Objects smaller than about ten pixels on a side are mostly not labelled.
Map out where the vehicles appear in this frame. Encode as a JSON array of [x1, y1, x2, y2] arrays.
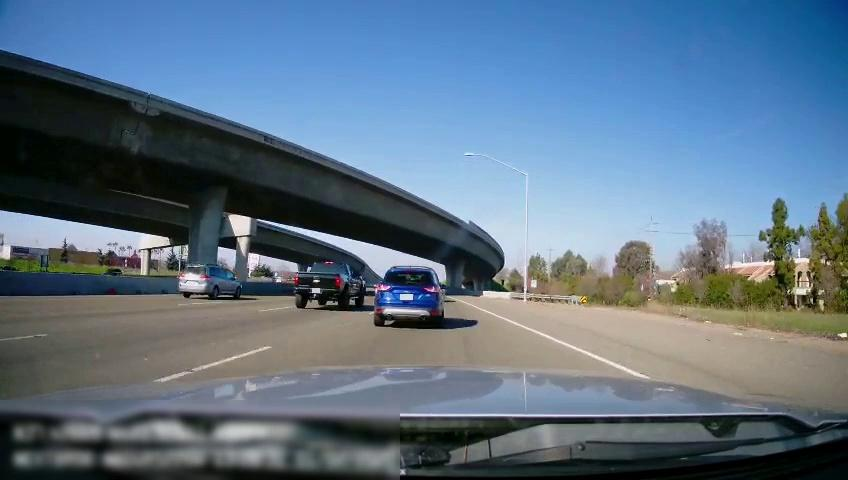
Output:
[[177, 264, 244, 301], [372, 266, 449, 327], [292, 261, 367, 311], [365, 283, 378, 297]]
